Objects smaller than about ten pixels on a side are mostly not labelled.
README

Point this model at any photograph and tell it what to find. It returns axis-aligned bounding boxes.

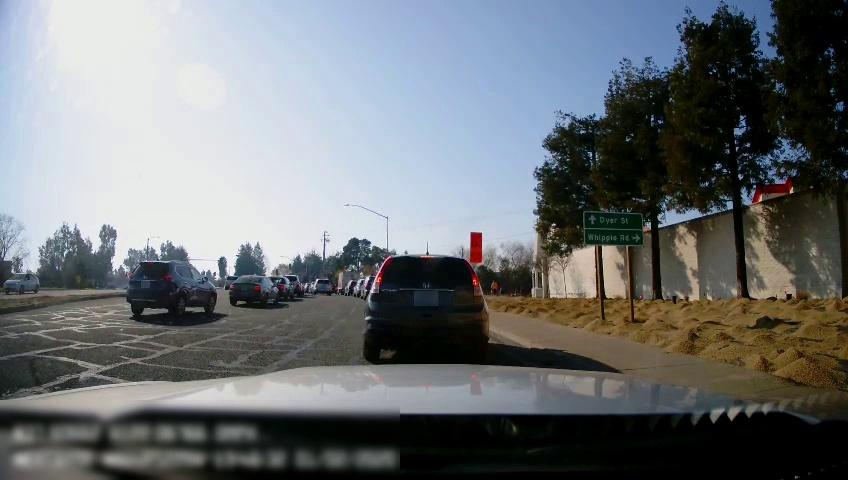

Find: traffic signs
[583,211,645,247]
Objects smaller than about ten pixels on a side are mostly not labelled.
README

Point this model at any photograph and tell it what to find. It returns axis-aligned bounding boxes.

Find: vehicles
[362,254,492,364]
[285,275,304,298]
[359,277,376,300]
[343,280,357,297]
[125,260,219,323]
[353,279,364,297]
[268,276,295,301]
[336,271,358,296]
[2,272,40,295]
[224,276,239,290]
[229,275,281,308]
[312,278,333,295]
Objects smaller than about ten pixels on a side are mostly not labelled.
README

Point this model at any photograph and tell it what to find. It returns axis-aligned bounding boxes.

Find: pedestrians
[492,279,500,296]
